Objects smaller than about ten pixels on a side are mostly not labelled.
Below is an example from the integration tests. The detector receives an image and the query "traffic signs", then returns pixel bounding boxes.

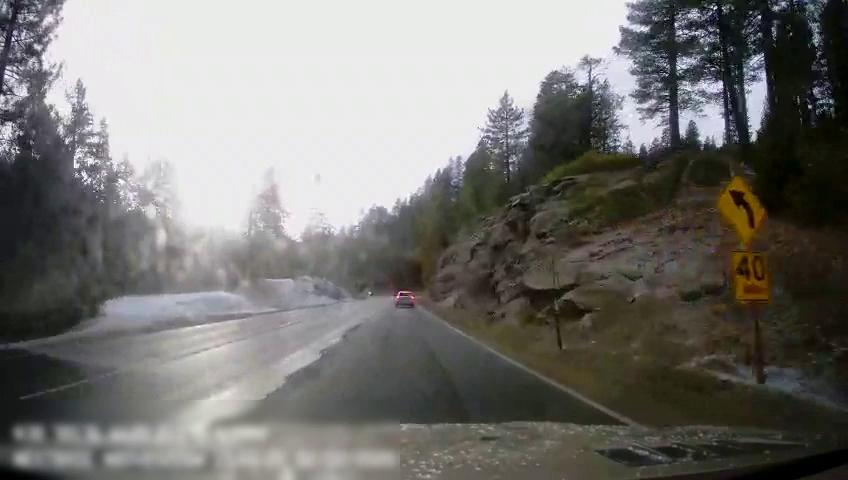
[729,248,771,306]
[716,174,765,243]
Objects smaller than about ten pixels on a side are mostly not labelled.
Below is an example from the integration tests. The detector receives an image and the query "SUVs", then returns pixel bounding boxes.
[395,289,416,308]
